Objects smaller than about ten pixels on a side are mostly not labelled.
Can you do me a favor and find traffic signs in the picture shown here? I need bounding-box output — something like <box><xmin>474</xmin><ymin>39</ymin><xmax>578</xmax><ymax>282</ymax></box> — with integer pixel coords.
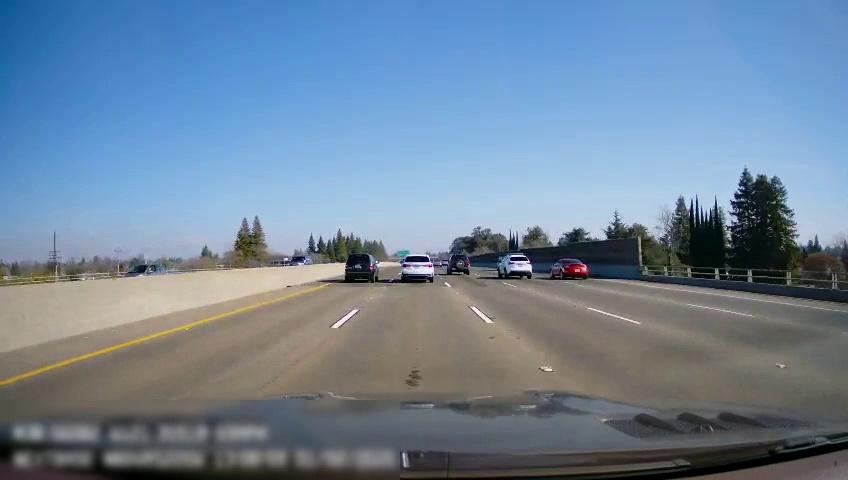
<box><xmin>397</xmin><ymin>250</ymin><xmax>410</xmax><ymax>258</ymax></box>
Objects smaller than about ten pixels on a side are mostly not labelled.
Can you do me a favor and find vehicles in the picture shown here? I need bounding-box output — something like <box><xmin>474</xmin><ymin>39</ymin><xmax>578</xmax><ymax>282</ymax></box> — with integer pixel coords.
<box><xmin>445</xmin><ymin>253</ymin><xmax>471</xmax><ymax>276</ymax></box>
<box><xmin>549</xmin><ymin>258</ymin><xmax>590</xmax><ymax>281</ymax></box>
<box><xmin>343</xmin><ymin>253</ymin><xmax>380</xmax><ymax>284</ymax></box>
<box><xmin>288</xmin><ymin>255</ymin><xmax>313</xmax><ymax>267</ymax></box>
<box><xmin>400</xmin><ymin>255</ymin><xmax>434</xmax><ymax>284</ymax></box>
<box><xmin>497</xmin><ymin>254</ymin><xmax>533</xmax><ymax>280</ymax></box>
<box><xmin>126</xmin><ymin>263</ymin><xmax>162</xmax><ymax>278</ymax></box>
